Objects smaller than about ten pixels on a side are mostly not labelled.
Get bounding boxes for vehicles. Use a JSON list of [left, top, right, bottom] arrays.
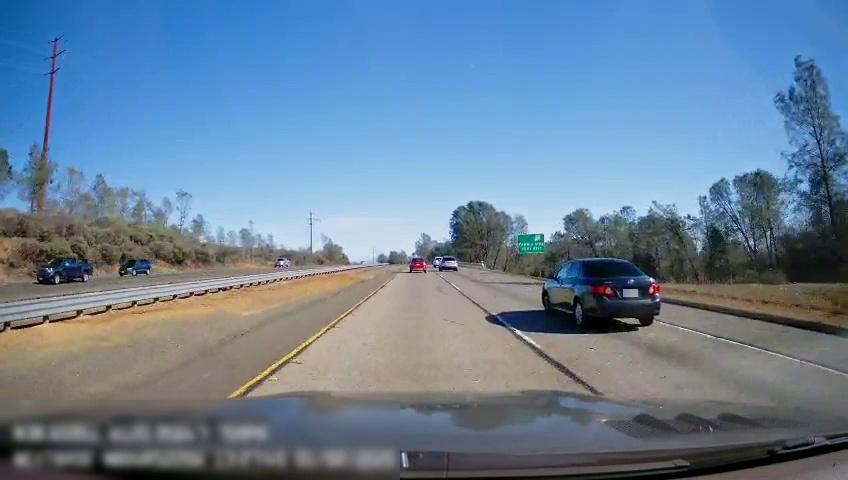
[[273, 257, 291, 268], [408, 257, 428, 274], [35, 256, 94, 285], [433, 256, 442, 267], [119, 258, 152, 277], [437, 255, 459, 272], [541, 256, 661, 331]]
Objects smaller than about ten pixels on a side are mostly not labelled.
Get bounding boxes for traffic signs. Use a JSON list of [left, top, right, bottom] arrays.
[[518, 233, 545, 256]]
